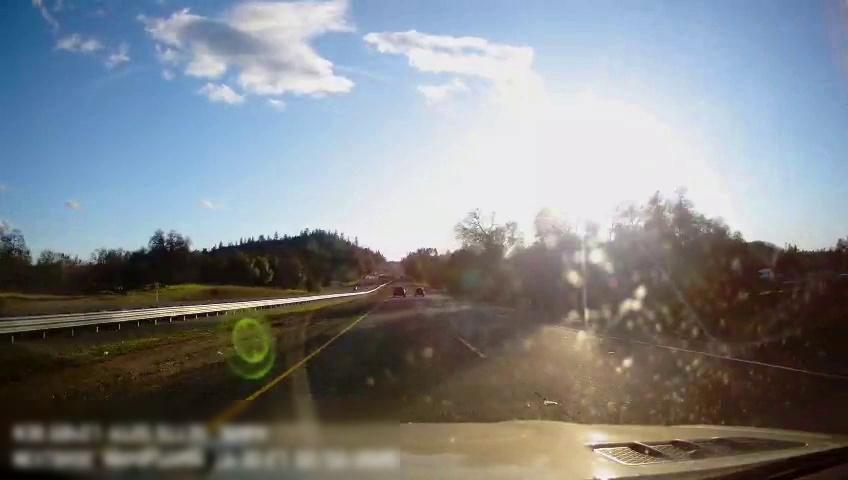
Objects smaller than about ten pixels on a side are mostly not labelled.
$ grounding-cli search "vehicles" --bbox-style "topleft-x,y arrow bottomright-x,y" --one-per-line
414,287 -> 425,297
392,286 -> 406,298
